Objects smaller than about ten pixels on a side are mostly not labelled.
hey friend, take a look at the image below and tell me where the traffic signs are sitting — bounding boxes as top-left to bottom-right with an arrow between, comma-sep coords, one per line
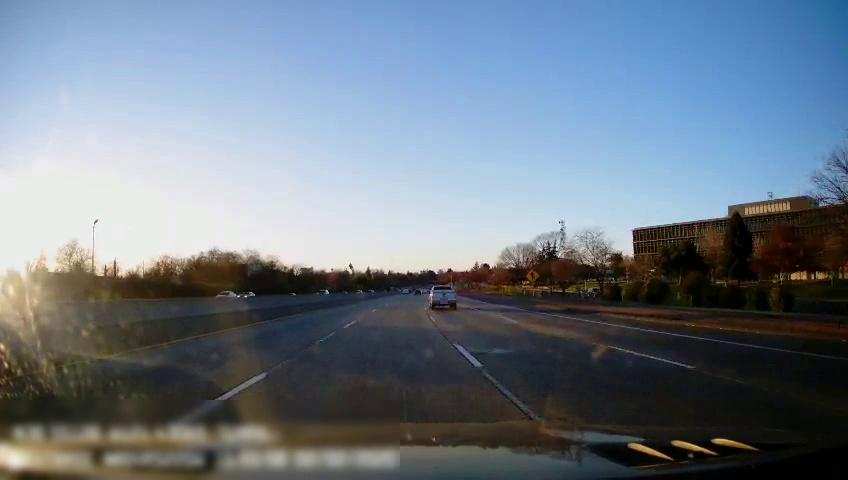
525,269 -> 540,285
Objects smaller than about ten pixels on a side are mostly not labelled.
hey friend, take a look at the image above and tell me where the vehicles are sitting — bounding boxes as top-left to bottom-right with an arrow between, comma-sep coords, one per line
236,291 -> 256,299
315,290 -> 330,296
414,289 -> 424,297
214,290 -> 236,298
428,284 -> 458,312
